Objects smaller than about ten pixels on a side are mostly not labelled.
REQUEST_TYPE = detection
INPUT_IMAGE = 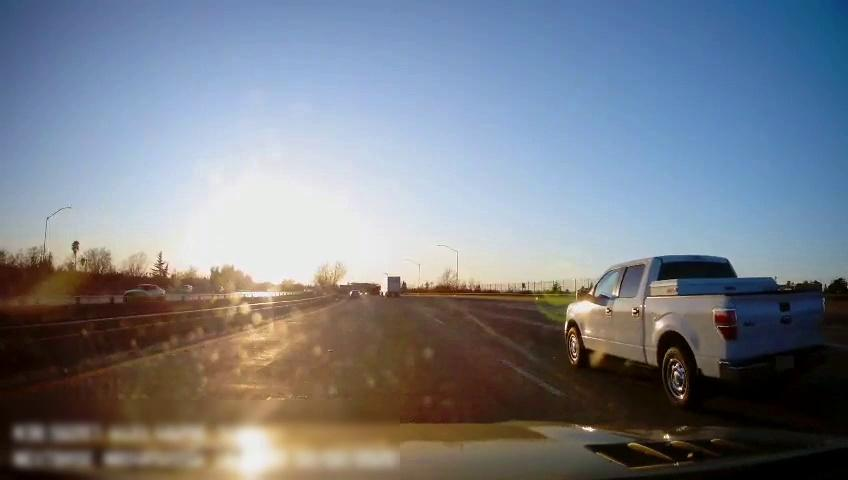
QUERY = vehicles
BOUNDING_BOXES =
[125,284,166,297]
[565,253,836,411]
[350,289,361,298]
[381,275,401,297]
